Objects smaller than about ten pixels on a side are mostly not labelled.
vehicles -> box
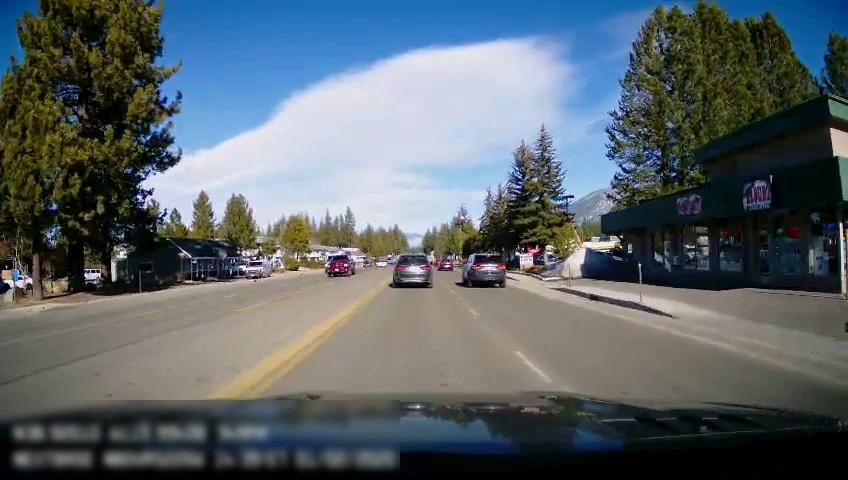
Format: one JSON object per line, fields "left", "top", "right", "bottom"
{"left": 462, "top": 254, "right": 505, "bottom": 289}
{"left": 244, "top": 260, "right": 272, "bottom": 280}
{"left": 392, "top": 254, "right": 435, "bottom": 290}
{"left": 83, "top": 268, "right": 104, "bottom": 282}
{"left": 6, "top": 276, "right": 35, "bottom": 289}
{"left": 327, "top": 256, "right": 355, "bottom": 276}
{"left": 438, "top": 260, "right": 453, "bottom": 272}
